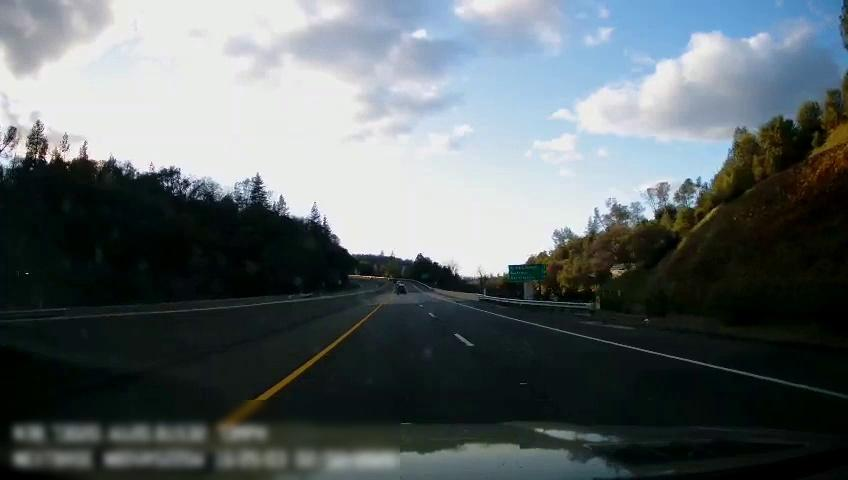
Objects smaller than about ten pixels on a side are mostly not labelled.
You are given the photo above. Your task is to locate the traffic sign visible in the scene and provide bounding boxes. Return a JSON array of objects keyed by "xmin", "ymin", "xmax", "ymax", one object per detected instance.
[{"xmin": 506, "ymin": 262, "xmax": 547, "ymax": 283}]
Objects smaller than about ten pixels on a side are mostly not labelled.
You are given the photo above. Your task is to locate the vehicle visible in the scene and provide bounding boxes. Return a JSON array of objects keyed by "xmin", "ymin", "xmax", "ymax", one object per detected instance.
[{"xmin": 396, "ymin": 283, "xmax": 407, "ymax": 293}]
